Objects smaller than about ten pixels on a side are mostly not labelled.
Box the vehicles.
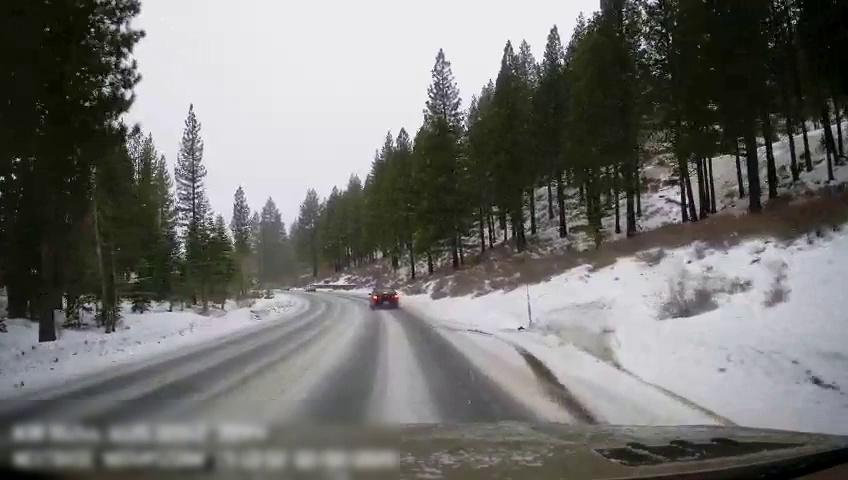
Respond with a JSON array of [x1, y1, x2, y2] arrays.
[[304, 283, 317, 293], [368, 287, 399, 311]]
